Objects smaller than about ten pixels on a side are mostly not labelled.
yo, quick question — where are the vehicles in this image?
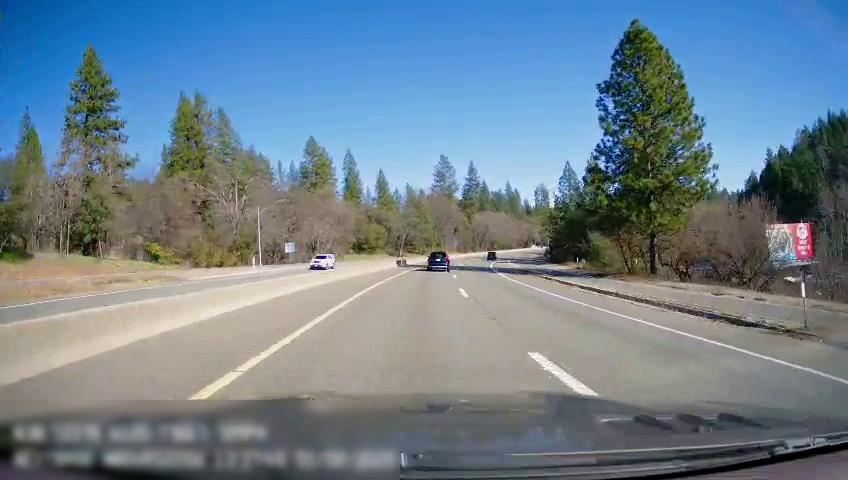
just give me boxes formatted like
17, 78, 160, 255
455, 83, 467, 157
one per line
427, 251, 451, 271
486, 251, 497, 260
309, 253, 337, 271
